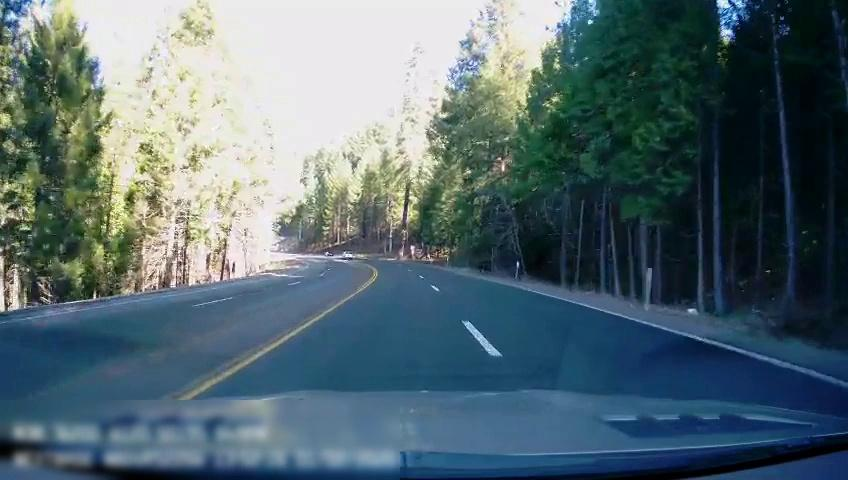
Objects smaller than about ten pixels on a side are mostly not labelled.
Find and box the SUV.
[340,250,353,261]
